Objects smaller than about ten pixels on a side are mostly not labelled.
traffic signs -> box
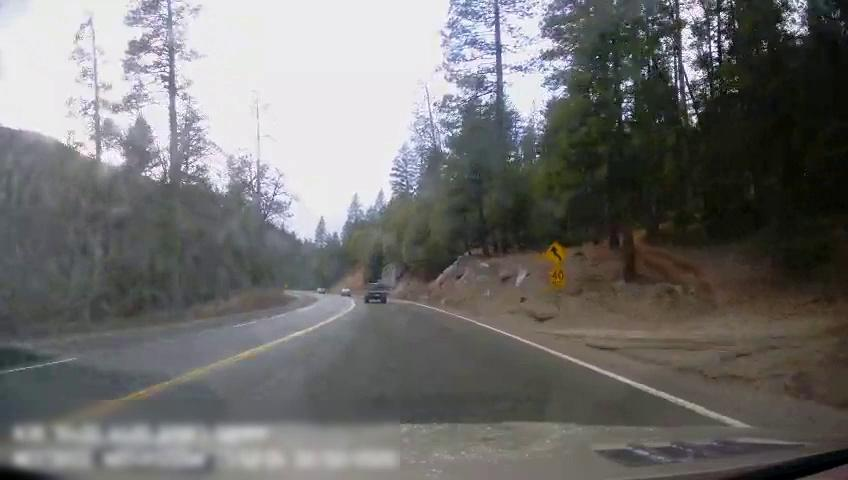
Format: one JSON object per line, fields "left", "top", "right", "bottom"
{"left": 545, "top": 242, "right": 567, "bottom": 266}
{"left": 549, "top": 265, "right": 566, "bottom": 287}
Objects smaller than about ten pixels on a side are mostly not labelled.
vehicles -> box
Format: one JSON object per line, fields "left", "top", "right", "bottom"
{"left": 364, "top": 282, "right": 387, "bottom": 303}
{"left": 340, "top": 287, "right": 350, "bottom": 296}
